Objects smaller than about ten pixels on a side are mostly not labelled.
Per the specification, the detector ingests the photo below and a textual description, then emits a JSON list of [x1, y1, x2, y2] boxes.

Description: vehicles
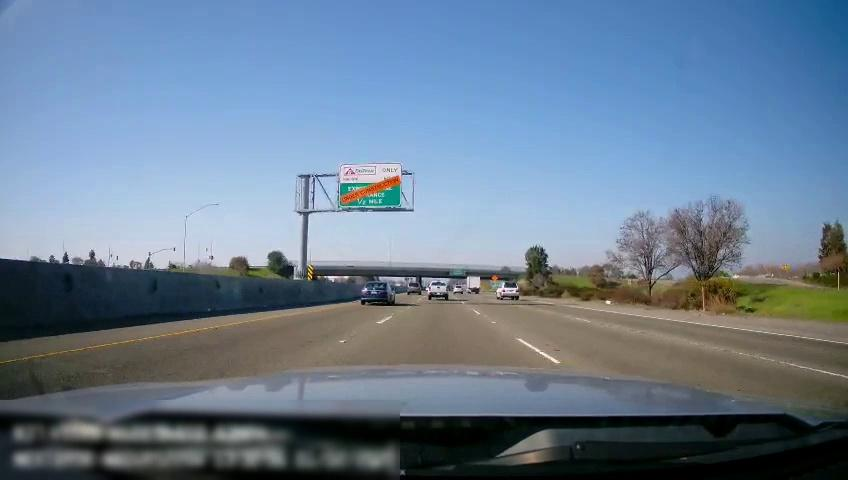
[[427, 280, 450, 302], [496, 281, 520, 300], [466, 276, 481, 294], [406, 281, 422, 296], [452, 284, 465, 295], [359, 280, 395, 306]]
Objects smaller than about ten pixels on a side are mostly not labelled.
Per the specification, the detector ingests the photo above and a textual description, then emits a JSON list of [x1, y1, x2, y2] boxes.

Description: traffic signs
[[307, 265, 313, 281]]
